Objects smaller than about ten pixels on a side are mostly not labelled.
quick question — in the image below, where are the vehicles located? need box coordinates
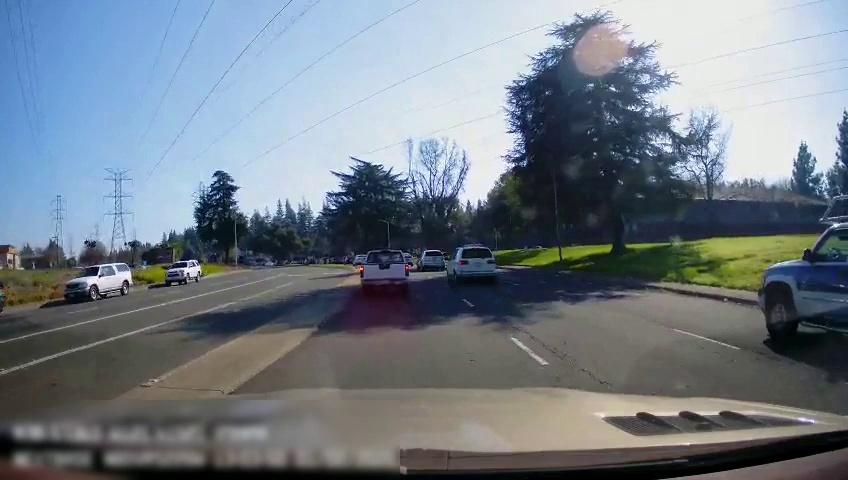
[402,252,415,266]
[0,279,7,312]
[359,249,410,293]
[760,192,848,343]
[417,249,445,272]
[63,262,133,304]
[443,244,498,286]
[352,253,368,265]
[164,258,203,287]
